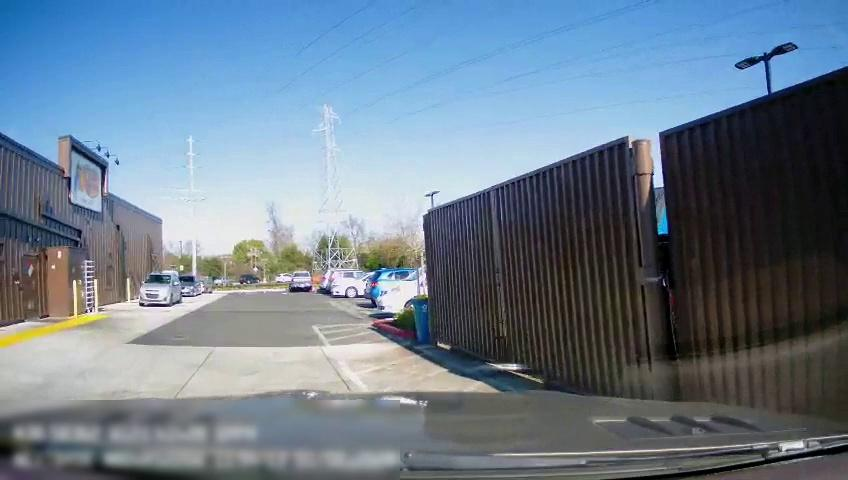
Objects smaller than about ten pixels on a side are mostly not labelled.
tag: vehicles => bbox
[238,273,261,284]
[332,272,375,299]
[320,268,361,291]
[274,273,292,283]
[178,275,200,298]
[364,267,417,306]
[376,263,427,318]
[288,270,313,292]
[137,272,182,307]
[198,282,208,293]
[327,271,366,293]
